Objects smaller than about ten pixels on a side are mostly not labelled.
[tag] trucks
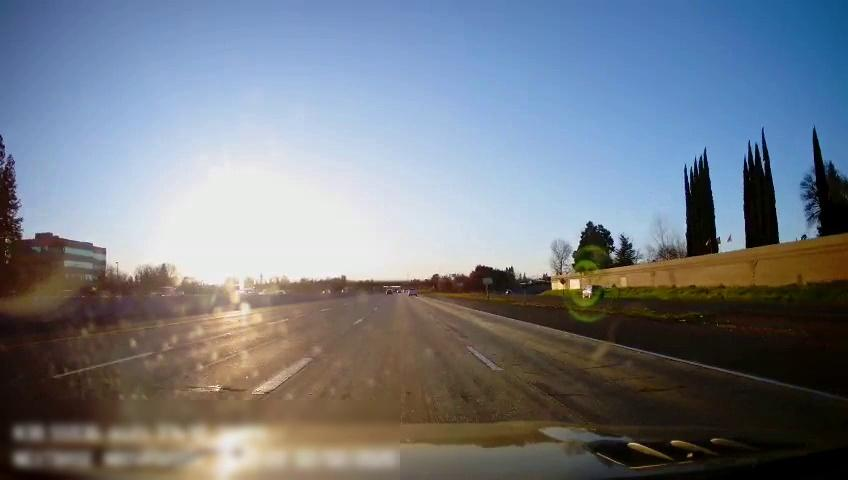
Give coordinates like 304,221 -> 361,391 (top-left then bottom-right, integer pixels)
407,287 -> 418,297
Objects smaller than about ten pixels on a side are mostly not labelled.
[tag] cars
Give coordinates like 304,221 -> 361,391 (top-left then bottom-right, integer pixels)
148,286 -> 185,297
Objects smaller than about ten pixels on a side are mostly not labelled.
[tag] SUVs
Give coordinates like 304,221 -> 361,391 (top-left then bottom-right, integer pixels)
582,284 -> 605,300
385,288 -> 395,296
